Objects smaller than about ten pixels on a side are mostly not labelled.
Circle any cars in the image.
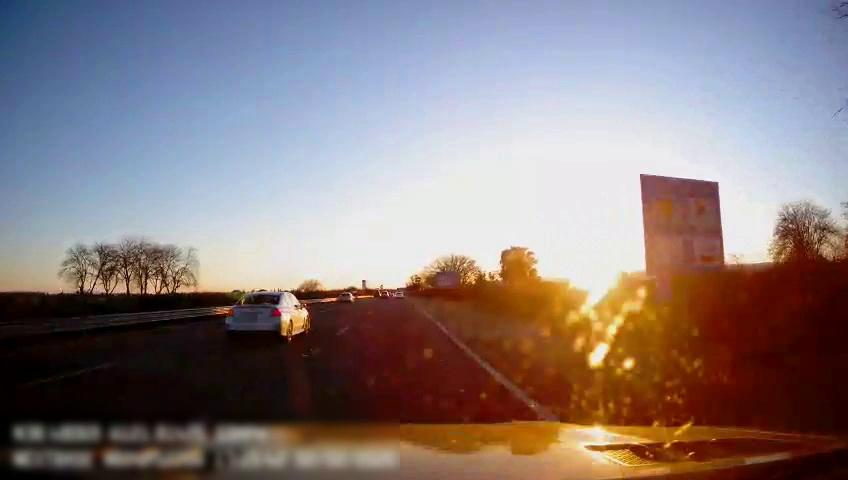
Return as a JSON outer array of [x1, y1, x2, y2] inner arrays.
[[224, 291, 311, 347]]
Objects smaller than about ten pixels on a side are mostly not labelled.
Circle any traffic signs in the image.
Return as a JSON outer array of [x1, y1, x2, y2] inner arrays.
[[440, 272, 462, 288], [641, 174, 728, 275]]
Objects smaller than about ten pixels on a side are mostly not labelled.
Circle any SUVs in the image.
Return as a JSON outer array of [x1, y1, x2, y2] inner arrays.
[[337, 291, 354, 303]]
